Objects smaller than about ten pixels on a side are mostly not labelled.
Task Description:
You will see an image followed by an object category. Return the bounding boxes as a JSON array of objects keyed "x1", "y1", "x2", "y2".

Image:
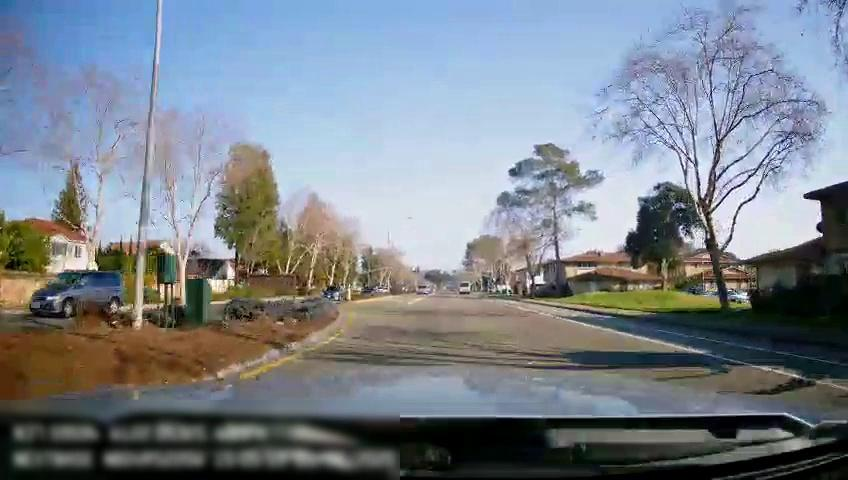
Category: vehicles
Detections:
[
  {"x1": 416, "y1": 285, "x2": 428, "y2": 295},
  {"x1": 459, "y1": 281, "x2": 471, "y2": 295},
  {"x1": 29, "y1": 271, "x2": 125, "y2": 319},
  {"x1": 321, "y1": 286, "x2": 345, "y2": 301}
]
